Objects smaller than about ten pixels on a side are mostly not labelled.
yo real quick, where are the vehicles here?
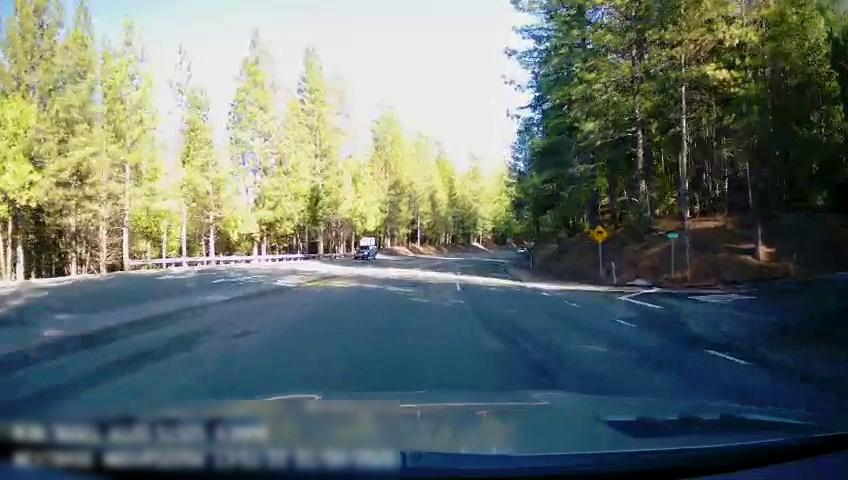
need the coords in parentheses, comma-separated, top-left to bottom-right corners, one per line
(516, 247, 529, 255)
(353, 245, 378, 261)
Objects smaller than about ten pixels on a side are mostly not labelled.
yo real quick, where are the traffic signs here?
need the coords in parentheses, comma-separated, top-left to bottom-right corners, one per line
(590, 226, 608, 242)
(666, 232, 680, 241)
